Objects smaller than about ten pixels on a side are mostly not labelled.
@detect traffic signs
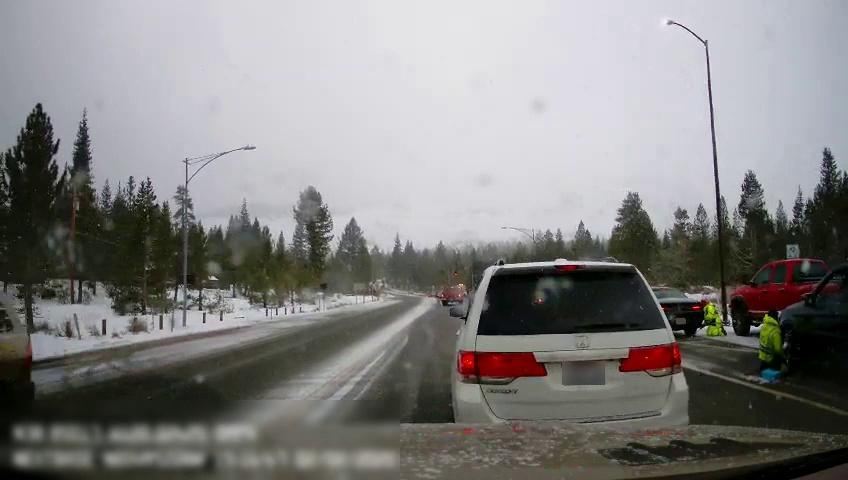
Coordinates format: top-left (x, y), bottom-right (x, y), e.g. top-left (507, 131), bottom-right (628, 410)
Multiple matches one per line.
top-left (785, 243), bottom-right (800, 260)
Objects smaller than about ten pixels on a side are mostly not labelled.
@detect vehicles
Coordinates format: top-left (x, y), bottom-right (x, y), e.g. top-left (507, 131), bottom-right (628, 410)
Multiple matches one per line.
top-left (777, 254), bottom-right (848, 376)
top-left (728, 258), bottom-right (833, 337)
top-left (651, 287), bottom-right (706, 336)
top-left (449, 257), bottom-right (692, 426)
top-left (440, 285), bottom-right (465, 306)
top-left (0, 295), bottom-right (36, 441)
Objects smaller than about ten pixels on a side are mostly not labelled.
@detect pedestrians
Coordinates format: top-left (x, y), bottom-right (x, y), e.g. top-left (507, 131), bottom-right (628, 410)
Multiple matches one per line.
top-left (700, 299), bottom-right (728, 337)
top-left (758, 307), bottom-right (783, 370)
